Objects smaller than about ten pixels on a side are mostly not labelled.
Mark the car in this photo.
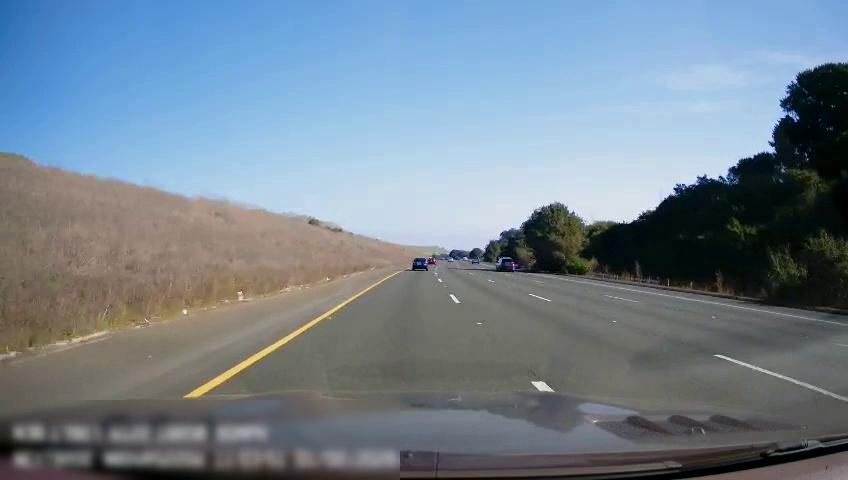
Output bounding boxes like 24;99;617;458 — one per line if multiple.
412;257;429;271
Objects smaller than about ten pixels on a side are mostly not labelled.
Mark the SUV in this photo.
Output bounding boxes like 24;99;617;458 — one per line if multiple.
495;257;515;272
